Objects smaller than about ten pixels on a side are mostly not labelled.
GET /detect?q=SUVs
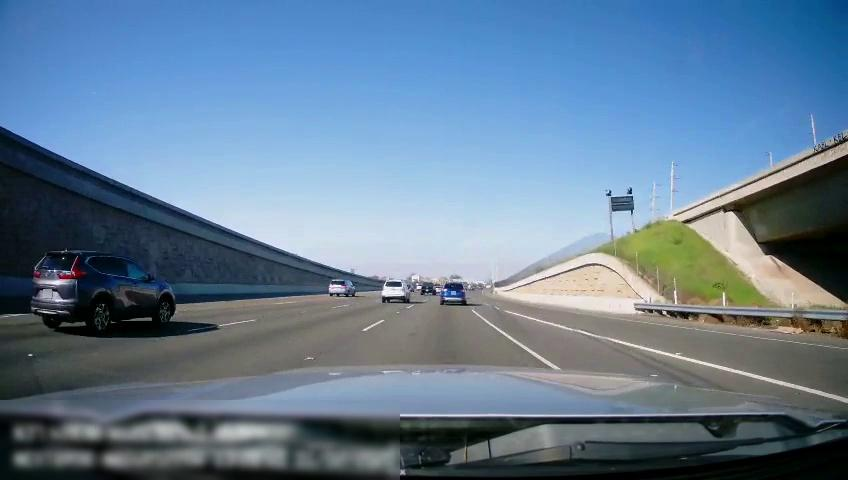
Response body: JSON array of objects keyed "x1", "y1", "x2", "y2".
[
  {"x1": 439, "y1": 282, "x2": 469, "y2": 306},
  {"x1": 381, "y1": 279, "x2": 411, "y2": 304},
  {"x1": 420, "y1": 281, "x2": 437, "y2": 296},
  {"x1": 28, "y1": 248, "x2": 179, "y2": 336}
]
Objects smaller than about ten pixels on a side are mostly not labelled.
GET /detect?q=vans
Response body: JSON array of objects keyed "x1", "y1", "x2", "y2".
[{"x1": 327, "y1": 279, "x2": 356, "y2": 298}]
